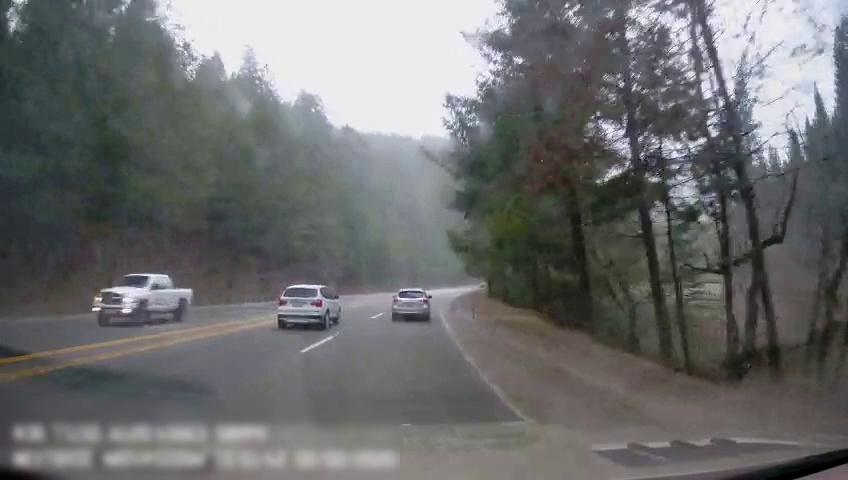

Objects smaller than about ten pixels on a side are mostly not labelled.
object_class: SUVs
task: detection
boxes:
[392,288,432,321]
[277,285,341,329]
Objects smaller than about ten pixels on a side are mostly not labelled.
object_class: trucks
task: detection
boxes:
[91,274,193,326]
